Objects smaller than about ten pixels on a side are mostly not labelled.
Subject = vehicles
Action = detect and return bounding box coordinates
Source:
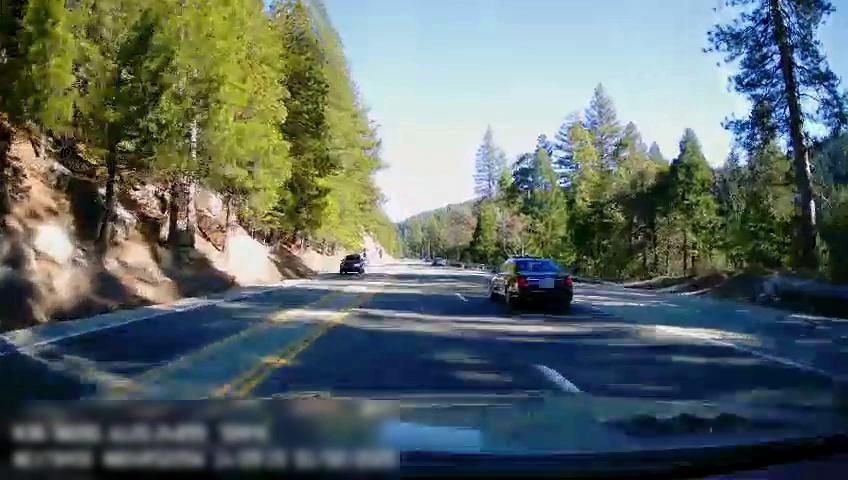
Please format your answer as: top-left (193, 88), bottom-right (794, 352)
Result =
top-left (338, 253), bottom-right (366, 274)
top-left (491, 257), bottom-right (573, 312)
top-left (431, 256), bottom-right (447, 267)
